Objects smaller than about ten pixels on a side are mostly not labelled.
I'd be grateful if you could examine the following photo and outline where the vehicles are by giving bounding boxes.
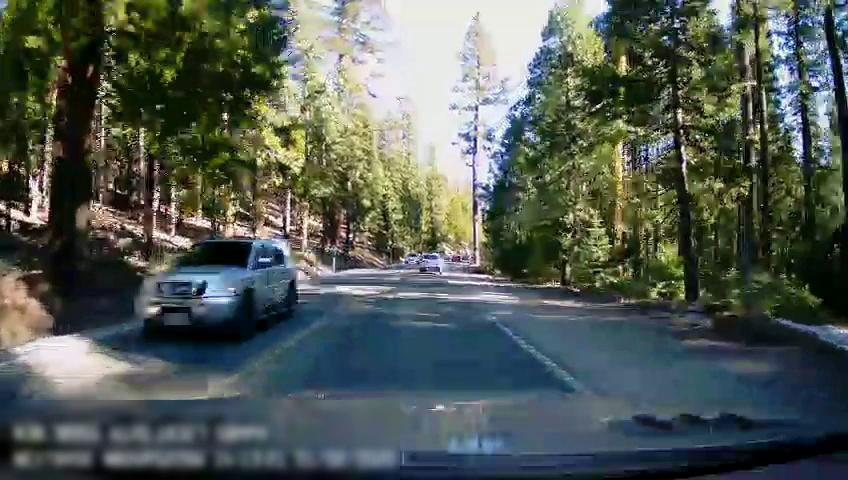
[140,238,298,342]
[418,252,443,273]
[405,253,421,265]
